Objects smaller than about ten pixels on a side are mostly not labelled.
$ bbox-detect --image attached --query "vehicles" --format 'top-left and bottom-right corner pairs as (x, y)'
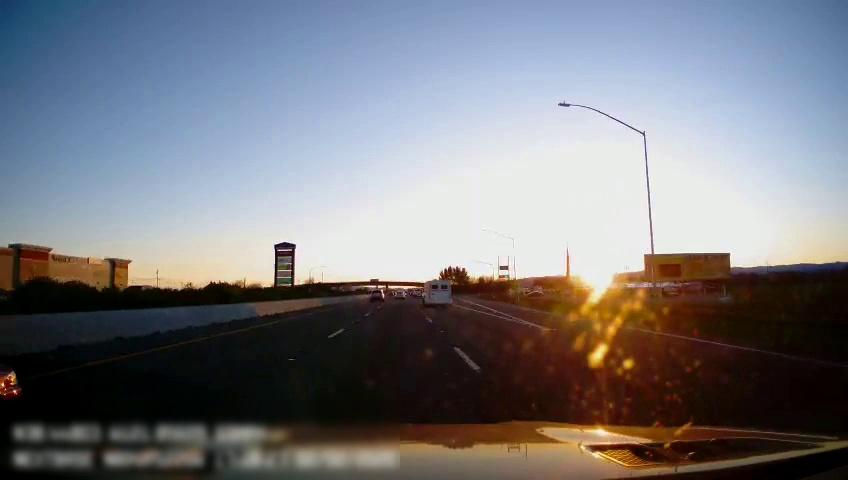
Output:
(0, 360), (24, 434)
(412, 289), (424, 298)
(421, 279), (453, 307)
(369, 288), (385, 303)
(394, 290), (406, 300)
